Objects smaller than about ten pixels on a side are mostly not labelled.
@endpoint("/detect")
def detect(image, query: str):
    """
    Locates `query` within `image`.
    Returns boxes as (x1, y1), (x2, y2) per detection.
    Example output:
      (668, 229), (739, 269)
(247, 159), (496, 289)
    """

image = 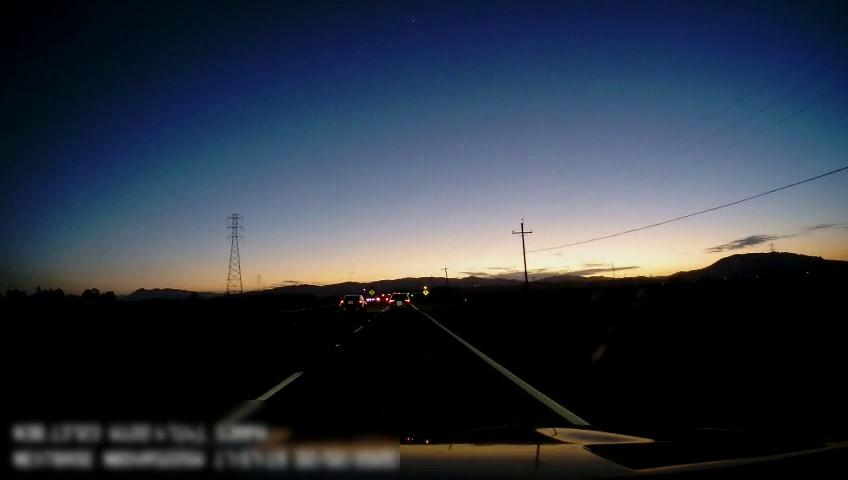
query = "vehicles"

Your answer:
(377, 293), (389, 304)
(340, 294), (368, 315)
(389, 292), (411, 313)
